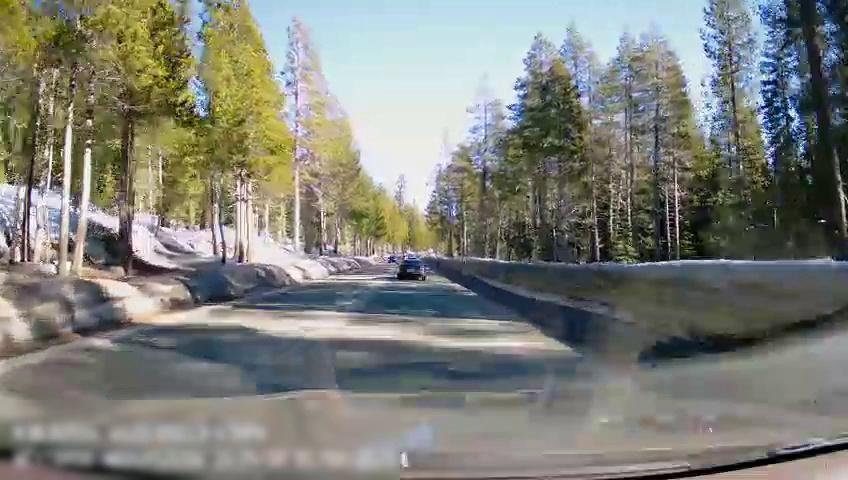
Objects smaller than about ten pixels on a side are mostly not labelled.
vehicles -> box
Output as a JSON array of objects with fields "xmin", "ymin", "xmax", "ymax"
[
  {"xmin": 387, "ymin": 255, "xmax": 397, "ymax": 264},
  {"xmin": 396, "ymin": 254, "xmax": 428, "ymax": 281}
]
